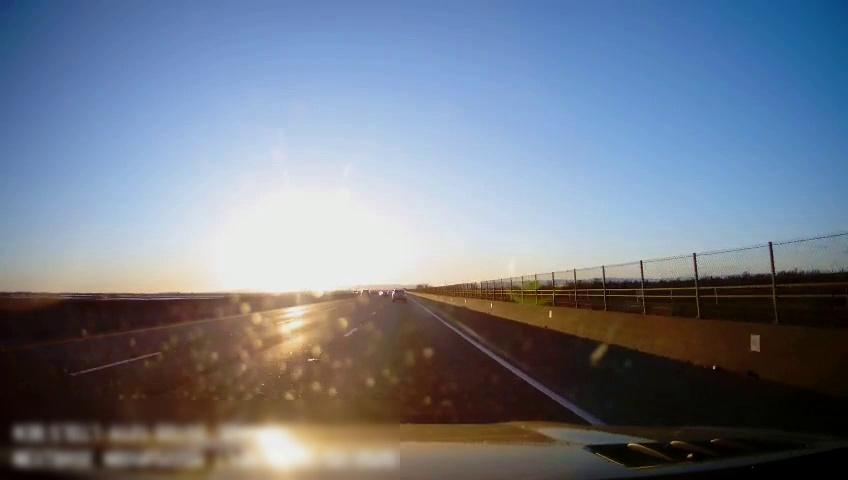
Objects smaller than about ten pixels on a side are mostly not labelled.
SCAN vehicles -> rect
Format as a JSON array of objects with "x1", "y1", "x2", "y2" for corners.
[
  {"x1": 392, "y1": 289, "x2": 408, "y2": 303},
  {"x1": 361, "y1": 289, "x2": 372, "y2": 297}
]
